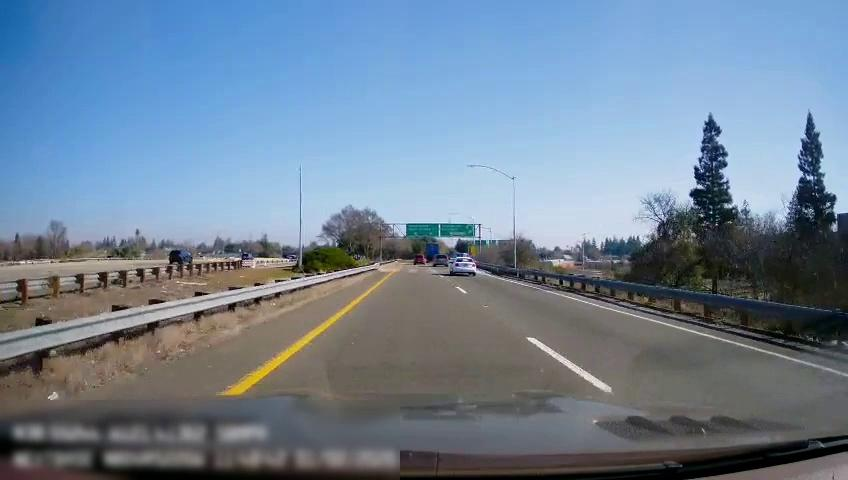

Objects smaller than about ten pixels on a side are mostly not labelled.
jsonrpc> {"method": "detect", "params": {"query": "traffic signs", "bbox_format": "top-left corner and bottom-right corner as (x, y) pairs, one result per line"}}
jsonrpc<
(405, 223), (440, 240)
(441, 224), (475, 237)
(468, 245), (477, 258)
(474, 239), (486, 245)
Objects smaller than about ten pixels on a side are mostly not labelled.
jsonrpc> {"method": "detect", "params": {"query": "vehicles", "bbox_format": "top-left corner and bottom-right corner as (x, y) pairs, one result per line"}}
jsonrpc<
(425, 243), (440, 261)
(412, 254), (426, 266)
(448, 256), (478, 276)
(431, 253), (449, 268)
(455, 250), (469, 258)
(166, 249), (194, 265)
